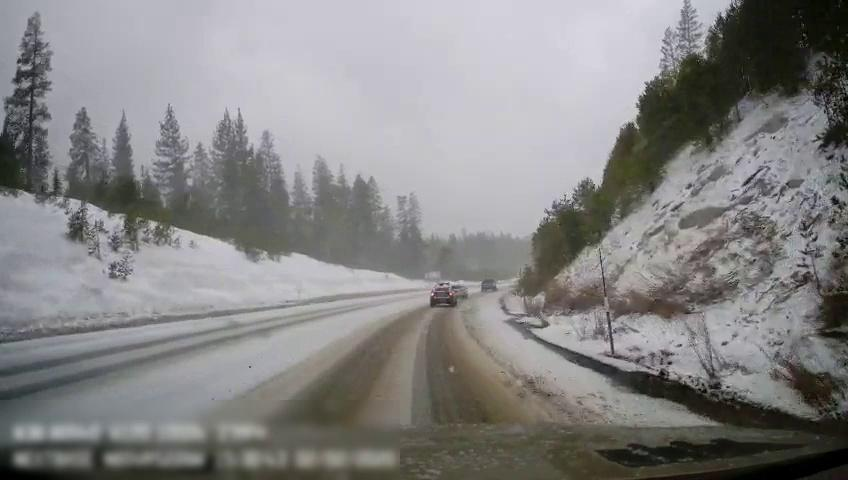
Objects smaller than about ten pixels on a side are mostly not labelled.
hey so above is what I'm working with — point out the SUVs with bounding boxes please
[430,281,457,307]
[480,278,497,292]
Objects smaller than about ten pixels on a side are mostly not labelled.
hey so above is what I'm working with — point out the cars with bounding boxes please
[453,286,469,299]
